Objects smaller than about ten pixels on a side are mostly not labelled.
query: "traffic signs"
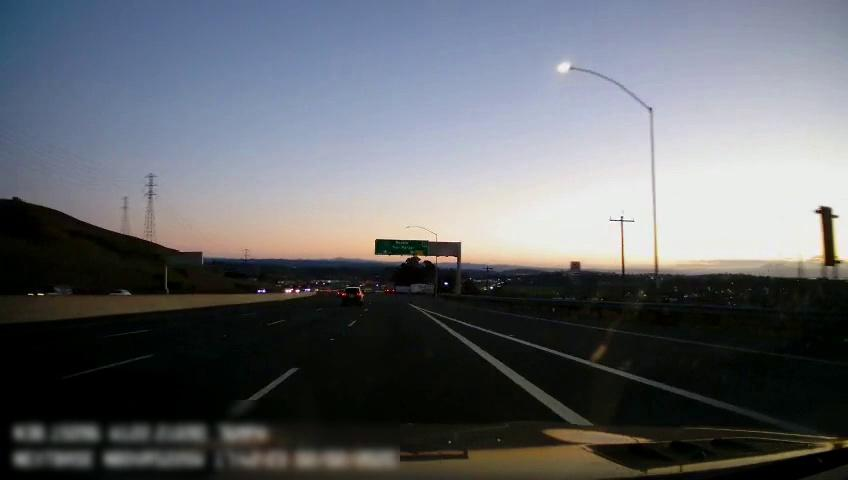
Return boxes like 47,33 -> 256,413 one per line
373,239 -> 430,257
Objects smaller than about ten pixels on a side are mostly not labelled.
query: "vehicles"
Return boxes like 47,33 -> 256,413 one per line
27,285 -> 73,297
342,287 -> 363,304
410,284 -> 434,293
110,289 -> 132,297
384,281 -> 398,294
